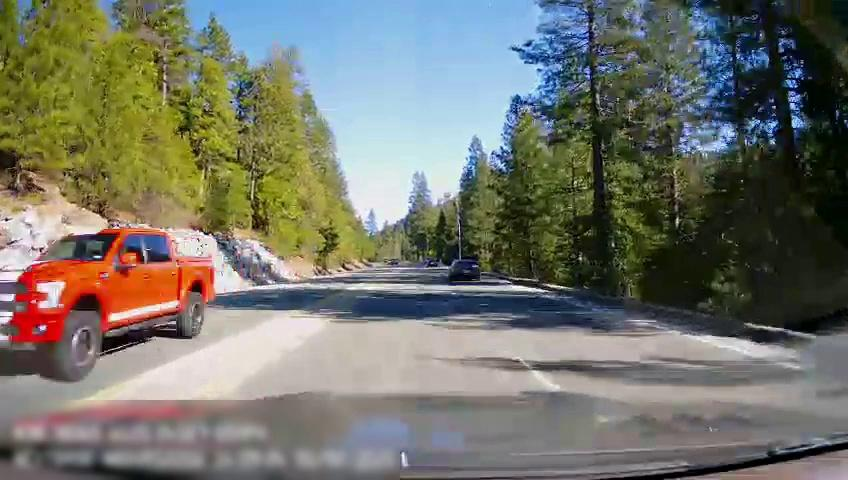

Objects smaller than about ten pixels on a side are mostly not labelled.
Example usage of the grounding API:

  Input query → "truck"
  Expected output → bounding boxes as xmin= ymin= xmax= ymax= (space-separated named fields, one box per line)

xmin=0 ymin=228 xmax=217 ymax=383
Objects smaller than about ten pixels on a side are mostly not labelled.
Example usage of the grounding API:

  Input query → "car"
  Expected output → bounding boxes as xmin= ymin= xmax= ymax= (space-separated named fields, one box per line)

xmin=447 ymin=259 xmax=479 ymax=282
